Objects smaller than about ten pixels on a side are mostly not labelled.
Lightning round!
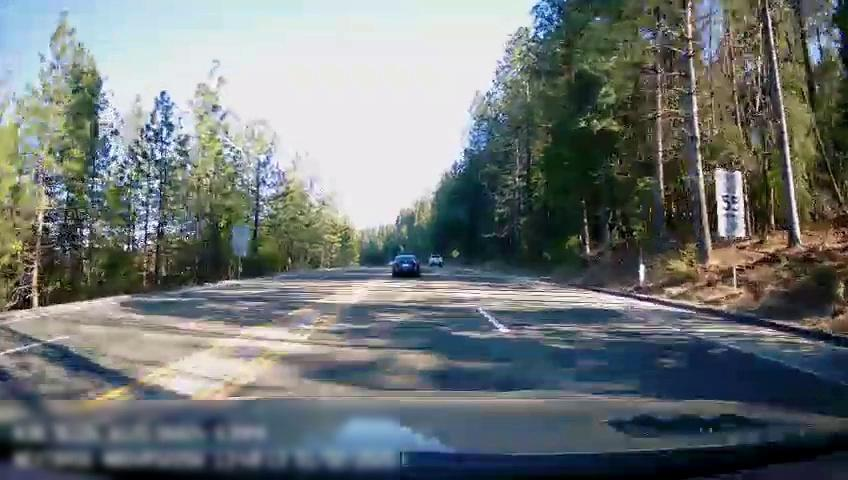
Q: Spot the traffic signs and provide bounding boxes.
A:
[714,167,748,239]
[450,249,461,259]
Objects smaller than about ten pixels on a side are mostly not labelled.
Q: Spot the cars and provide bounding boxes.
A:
[391,254,419,279]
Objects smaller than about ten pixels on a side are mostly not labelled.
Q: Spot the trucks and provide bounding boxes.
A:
[428,253,444,268]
